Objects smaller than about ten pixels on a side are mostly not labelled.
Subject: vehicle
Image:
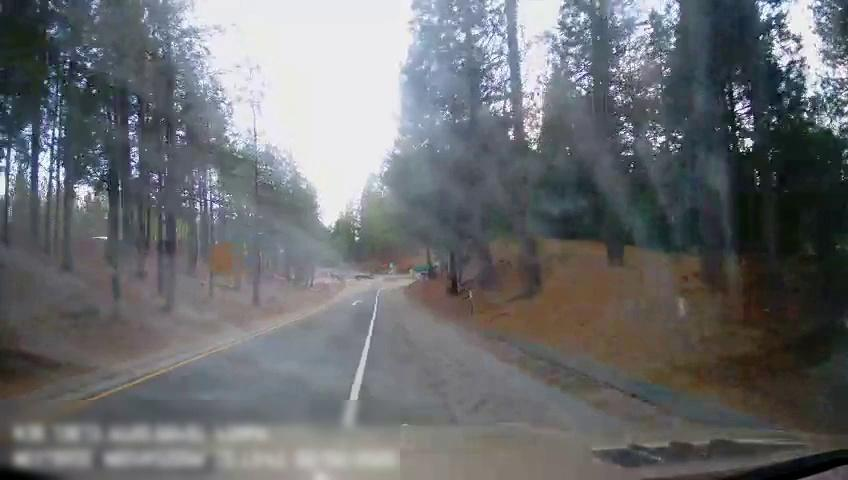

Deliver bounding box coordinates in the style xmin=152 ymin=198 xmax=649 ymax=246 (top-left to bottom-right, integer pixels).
xmin=90 ymin=236 xmax=109 ymax=241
